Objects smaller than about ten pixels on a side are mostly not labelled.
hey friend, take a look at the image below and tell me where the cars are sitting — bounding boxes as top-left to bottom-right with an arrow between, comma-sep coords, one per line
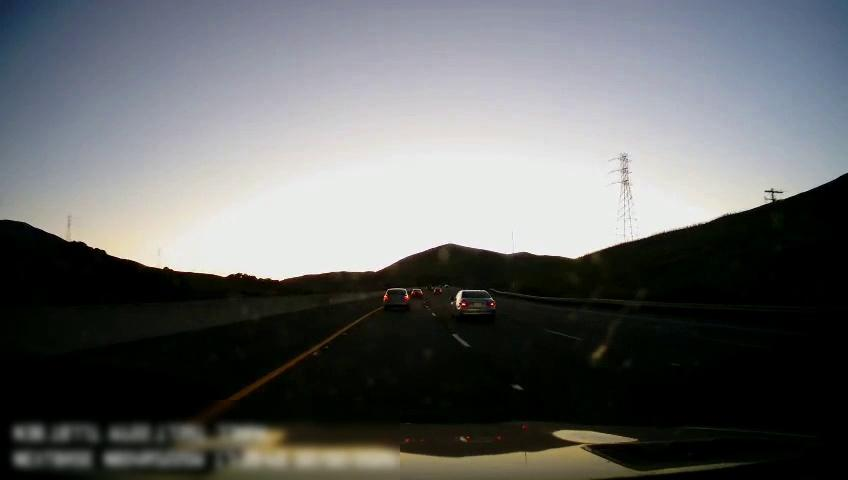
411,289 -> 423,298
383,288 -> 410,311
450,289 -> 496,320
